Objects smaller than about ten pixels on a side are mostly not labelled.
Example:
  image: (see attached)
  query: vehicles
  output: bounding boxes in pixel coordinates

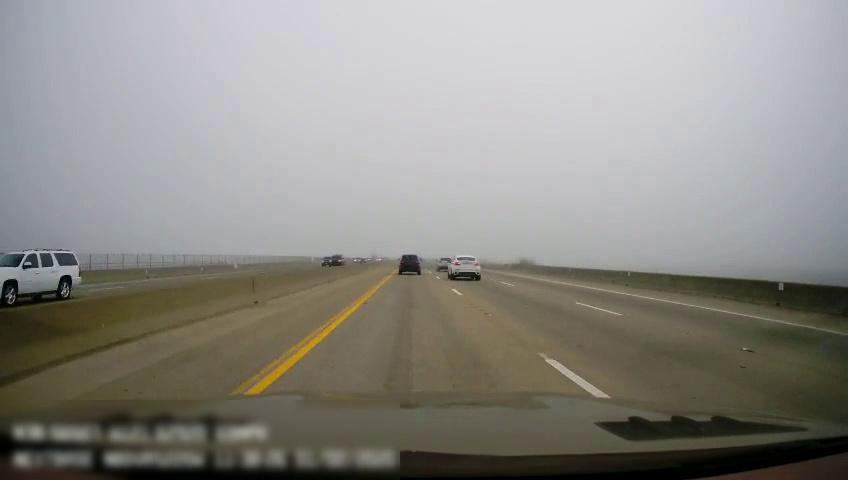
[436,258,452,272]
[0,247,82,309]
[327,255,346,267]
[321,256,334,267]
[447,255,482,281]
[398,254,423,275]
